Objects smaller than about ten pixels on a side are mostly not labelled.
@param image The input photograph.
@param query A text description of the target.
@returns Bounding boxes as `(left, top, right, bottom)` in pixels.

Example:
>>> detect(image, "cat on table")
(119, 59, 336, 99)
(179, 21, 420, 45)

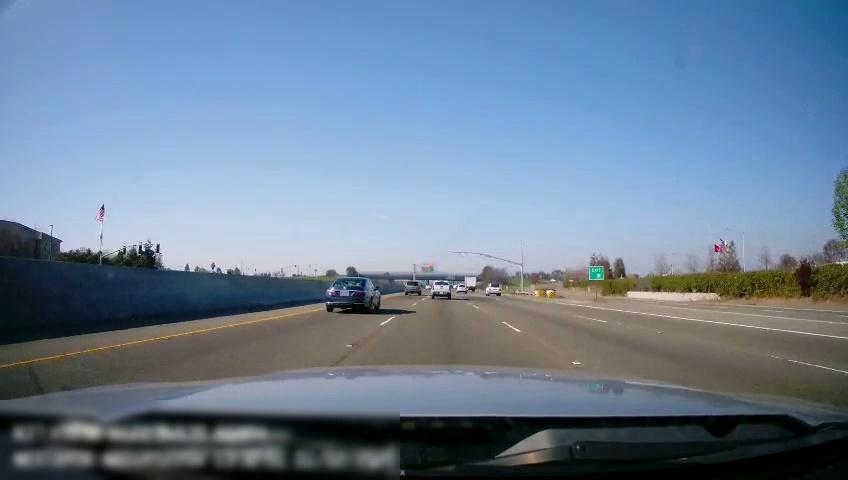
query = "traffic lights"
(156, 243, 160, 254)
(139, 244, 143, 255)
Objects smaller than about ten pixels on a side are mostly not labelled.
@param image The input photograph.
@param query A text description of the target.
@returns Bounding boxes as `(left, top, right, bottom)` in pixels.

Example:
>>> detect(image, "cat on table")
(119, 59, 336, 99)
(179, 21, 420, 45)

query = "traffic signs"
(588, 265, 605, 281)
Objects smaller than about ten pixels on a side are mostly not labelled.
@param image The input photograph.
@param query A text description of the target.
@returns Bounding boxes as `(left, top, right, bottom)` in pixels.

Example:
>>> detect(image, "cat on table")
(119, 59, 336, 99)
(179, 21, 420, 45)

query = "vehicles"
(485, 283, 501, 296)
(431, 279, 452, 299)
(464, 276, 476, 292)
(456, 283, 468, 294)
(324, 276, 381, 314)
(404, 280, 424, 296)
